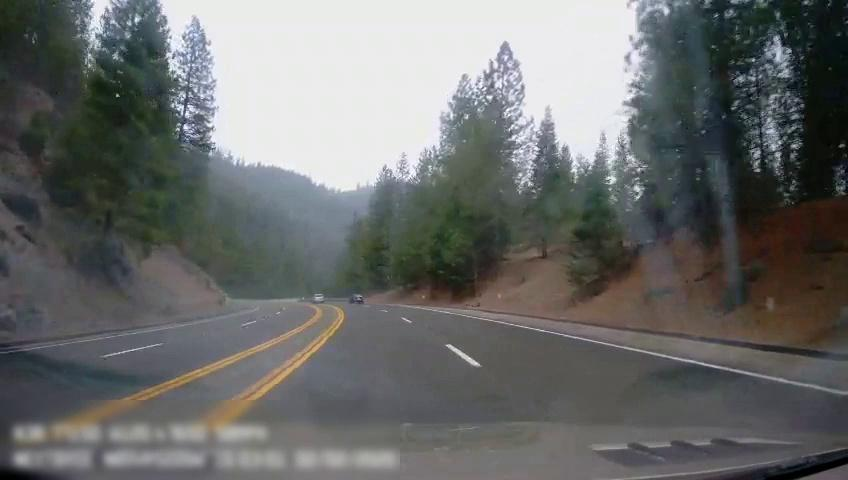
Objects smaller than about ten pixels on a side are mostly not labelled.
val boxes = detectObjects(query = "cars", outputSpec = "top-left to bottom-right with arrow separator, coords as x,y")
312,294 -> 325,304
349,294 -> 364,304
